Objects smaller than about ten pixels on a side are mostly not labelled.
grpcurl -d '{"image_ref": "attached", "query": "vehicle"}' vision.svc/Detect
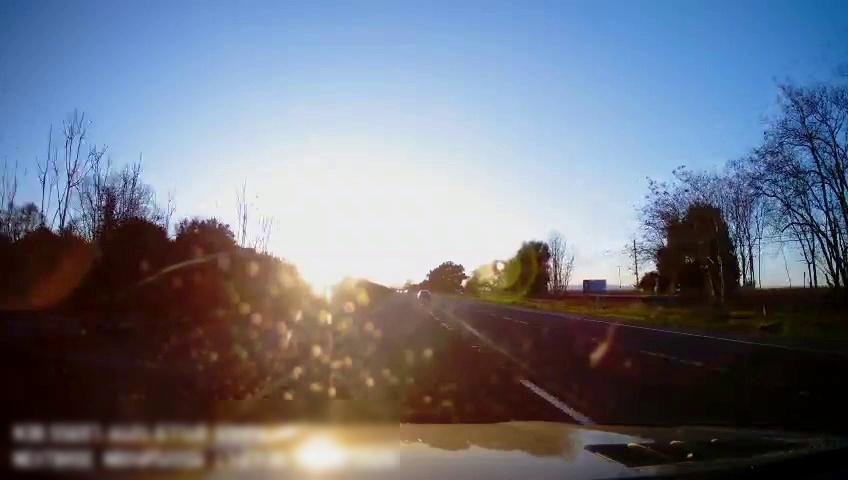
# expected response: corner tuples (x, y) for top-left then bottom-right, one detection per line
(419, 290), (431, 300)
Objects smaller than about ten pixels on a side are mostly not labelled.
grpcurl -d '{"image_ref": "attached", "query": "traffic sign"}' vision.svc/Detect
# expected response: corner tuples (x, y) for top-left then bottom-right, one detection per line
(583, 277), (608, 293)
